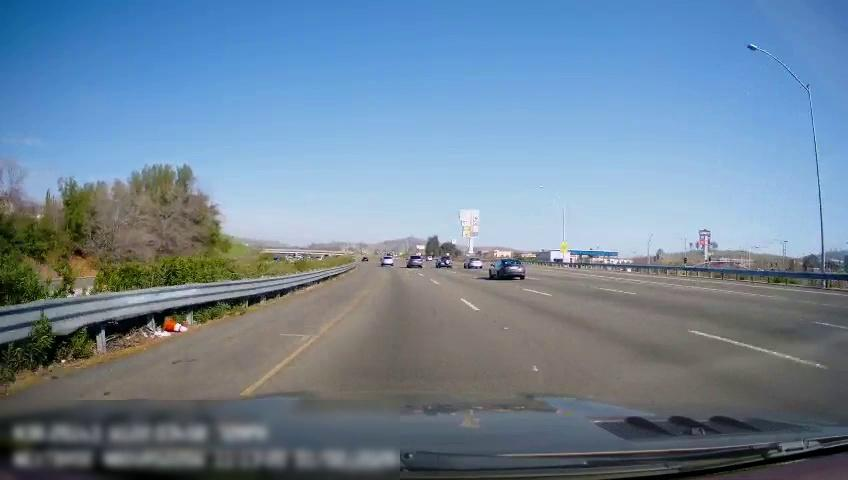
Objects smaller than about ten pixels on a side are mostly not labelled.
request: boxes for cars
[489,259,526,279]
[380,254,395,267]
[463,257,483,269]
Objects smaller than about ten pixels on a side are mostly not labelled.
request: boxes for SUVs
[406,255,424,269]
[436,256,454,268]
